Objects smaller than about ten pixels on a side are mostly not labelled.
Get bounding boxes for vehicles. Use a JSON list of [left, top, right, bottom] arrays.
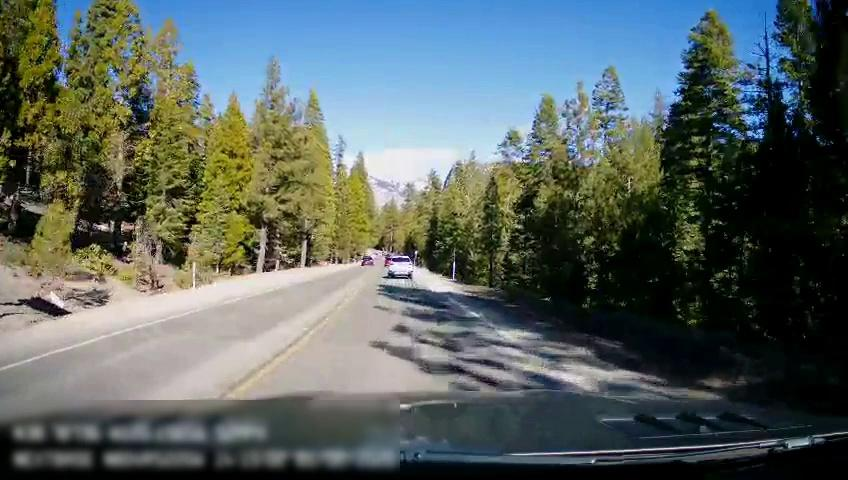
[[361, 255, 374, 267], [387, 255, 414, 280], [383, 256, 393, 268]]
